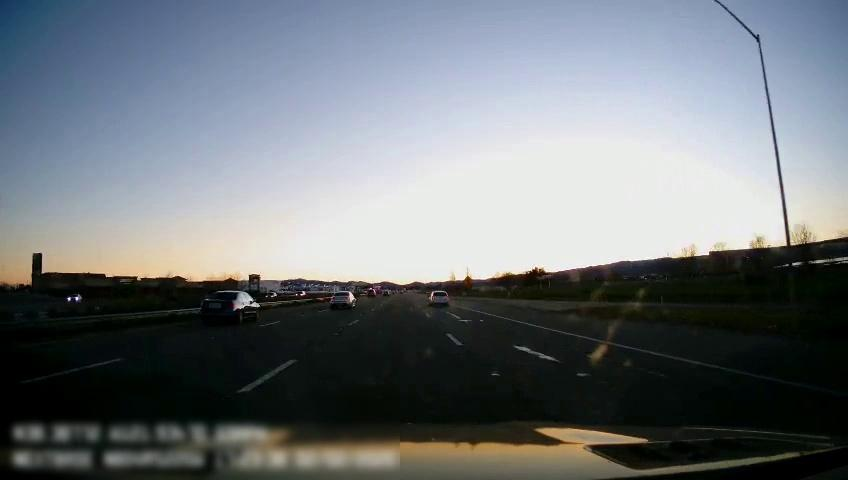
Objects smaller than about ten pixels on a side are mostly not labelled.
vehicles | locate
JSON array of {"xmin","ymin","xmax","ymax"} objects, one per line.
[
  {"xmin": 67, "ymin": 294, "xmax": 83, "ymax": 305},
  {"xmin": 366, "ymin": 289, "xmax": 376, "ymax": 298},
  {"xmin": 428, "ymin": 290, "xmax": 449, "ymax": 307},
  {"xmin": 295, "ymin": 291, "xmax": 306, "ymax": 298},
  {"xmin": 198, "ymin": 290, "xmax": 263, "ymax": 328},
  {"xmin": 265, "ymin": 292, "xmax": 278, "ymax": 300},
  {"xmin": 330, "ymin": 291, "xmax": 357, "ymax": 311}
]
